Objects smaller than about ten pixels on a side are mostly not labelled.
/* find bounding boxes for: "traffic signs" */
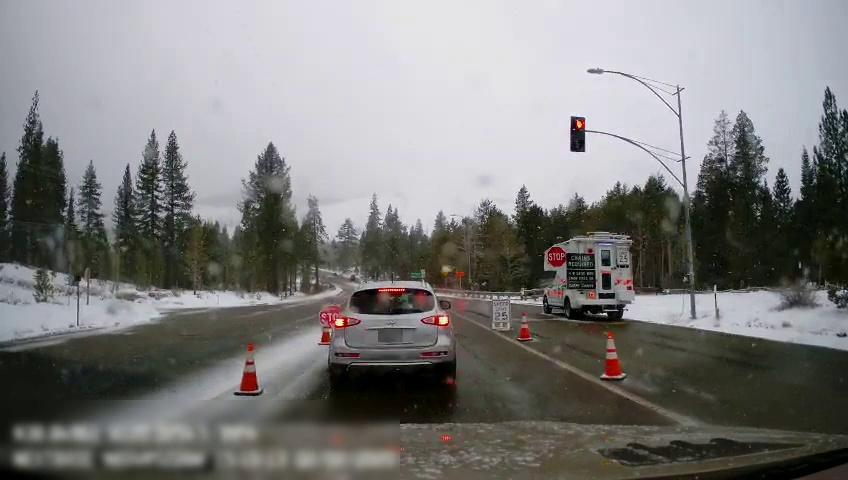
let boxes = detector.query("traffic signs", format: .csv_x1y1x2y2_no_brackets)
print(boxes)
567,268,597,289
318,304,344,329
492,299,510,323
546,245,567,269
616,250,631,267
566,252,596,270
455,271,466,278
409,272,421,279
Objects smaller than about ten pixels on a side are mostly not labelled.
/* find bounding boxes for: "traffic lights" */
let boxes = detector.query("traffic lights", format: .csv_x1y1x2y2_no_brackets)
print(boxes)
568,115,587,155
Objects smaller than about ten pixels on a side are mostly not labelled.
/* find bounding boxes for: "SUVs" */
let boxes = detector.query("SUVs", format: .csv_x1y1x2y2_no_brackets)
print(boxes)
326,280,457,387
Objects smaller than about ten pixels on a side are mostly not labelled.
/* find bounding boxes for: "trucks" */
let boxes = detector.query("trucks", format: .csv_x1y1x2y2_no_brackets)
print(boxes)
542,232,636,320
